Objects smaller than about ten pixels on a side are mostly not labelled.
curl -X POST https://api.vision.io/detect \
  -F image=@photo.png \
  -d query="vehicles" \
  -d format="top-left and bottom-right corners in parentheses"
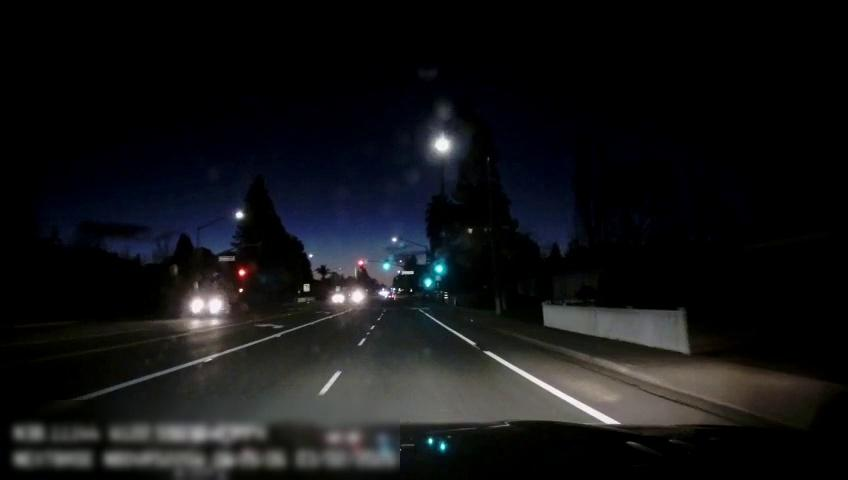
top-left (349, 290), bottom-right (368, 305)
top-left (189, 292), bottom-right (230, 315)
top-left (331, 292), bottom-right (346, 305)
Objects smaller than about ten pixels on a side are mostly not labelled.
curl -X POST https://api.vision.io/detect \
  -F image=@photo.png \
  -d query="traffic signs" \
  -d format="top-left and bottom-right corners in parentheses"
top-left (401, 271), bottom-right (414, 275)
top-left (218, 256), bottom-right (236, 263)
top-left (303, 282), bottom-right (311, 293)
